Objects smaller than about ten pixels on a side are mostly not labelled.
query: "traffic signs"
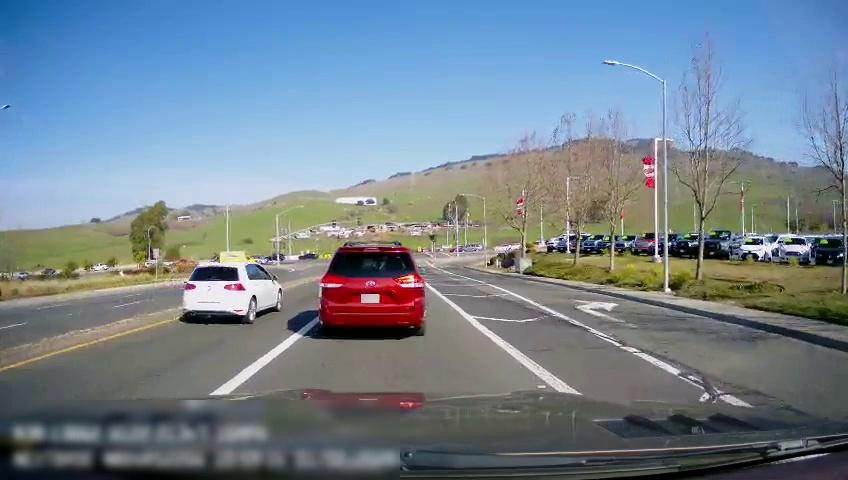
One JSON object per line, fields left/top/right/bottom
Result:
{"left": 152, "top": 248, "right": 160, "bottom": 259}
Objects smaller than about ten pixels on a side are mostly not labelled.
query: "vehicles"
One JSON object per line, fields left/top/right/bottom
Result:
{"left": 297, "top": 252, "right": 319, "bottom": 261}
{"left": 41, "top": 268, "right": 57, "bottom": 276}
{"left": 266, "top": 252, "right": 286, "bottom": 262}
{"left": 91, "top": 263, "right": 111, "bottom": 271}
{"left": 182, "top": 259, "right": 284, "bottom": 325}
{"left": 218, "top": 250, "right": 258, "bottom": 264}
{"left": 318, "top": 239, "right": 428, "bottom": 337}
{"left": 458, "top": 244, "right": 481, "bottom": 253}
{"left": 255, "top": 255, "right": 271, "bottom": 265}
